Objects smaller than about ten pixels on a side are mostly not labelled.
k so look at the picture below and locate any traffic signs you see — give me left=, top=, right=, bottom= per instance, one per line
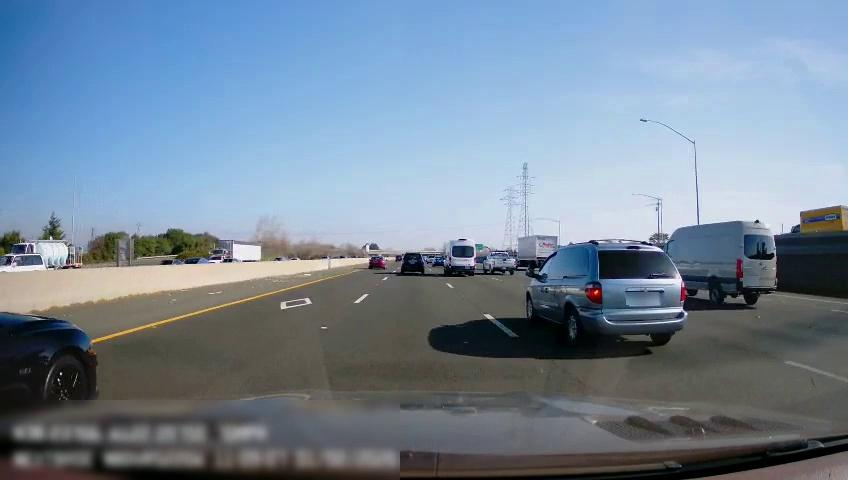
left=112, top=238, right=135, bottom=261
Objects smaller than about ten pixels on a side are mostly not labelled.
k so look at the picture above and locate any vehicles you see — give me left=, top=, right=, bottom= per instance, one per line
left=662, top=219, right=778, bottom=306
left=10, top=236, right=72, bottom=271
left=182, top=256, right=210, bottom=265
left=510, top=234, right=558, bottom=268
left=159, top=258, right=183, bottom=266
left=288, top=256, right=301, bottom=261
left=432, top=255, right=445, bottom=268
left=790, top=203, right=848, bottom=234
left=208, top=256, right=226, bottom=264
left=210, top=239, right=262, bottom=264
left=221, top=257, right=242, bottom=264
left=368, top=256, right=388, bottom=270
left=0, top=312, right=98, bottom=421
left=482, top=250, right=517, bottom=276
left=274, top=256, right=288, bottom=262
left=525, top=237, right=690, bottom=346
left=442, top=237, right=476, bottom=276
left=400, top=253, right=425, bottom=275
left=0, top=252, right=49, bottom=273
